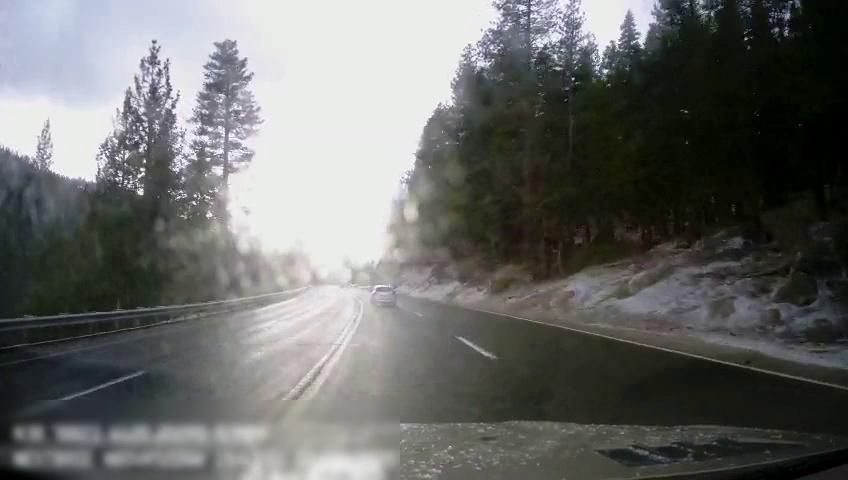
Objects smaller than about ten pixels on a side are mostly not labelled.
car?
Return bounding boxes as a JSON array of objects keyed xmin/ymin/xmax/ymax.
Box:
[{"xmin": 371, "ymin": 285, "xmax": 395, "ymax": 305}]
